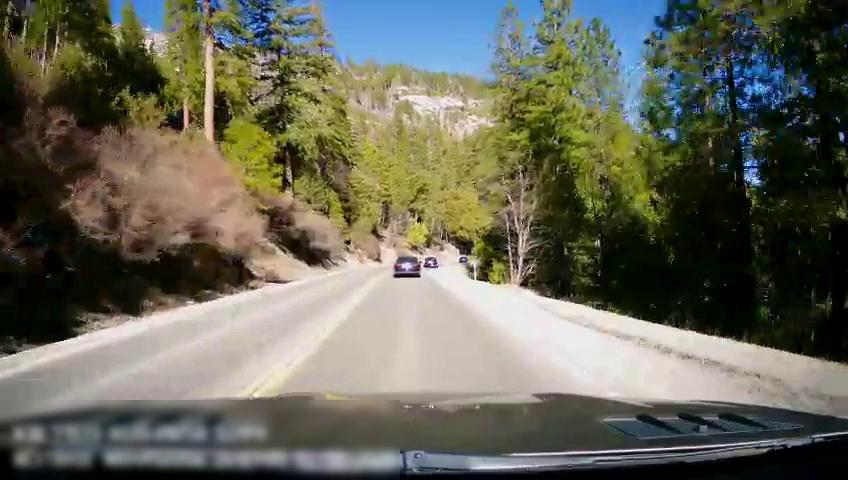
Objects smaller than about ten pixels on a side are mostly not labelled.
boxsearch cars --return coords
[423,256,439,269]
[392,255,422,279]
